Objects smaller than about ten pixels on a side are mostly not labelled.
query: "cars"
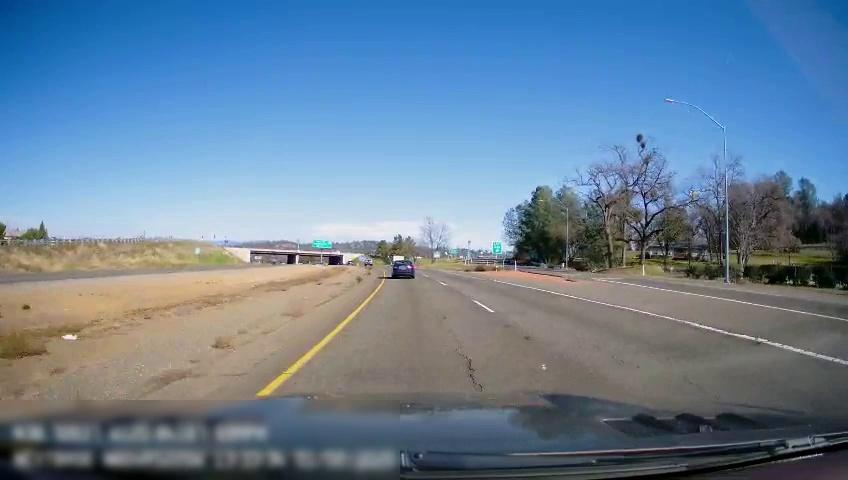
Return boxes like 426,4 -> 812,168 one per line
391,258 -> 416,281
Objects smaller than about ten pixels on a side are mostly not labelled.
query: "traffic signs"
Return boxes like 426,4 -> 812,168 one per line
492,239 -> 503,256
311,238 -> 333,250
